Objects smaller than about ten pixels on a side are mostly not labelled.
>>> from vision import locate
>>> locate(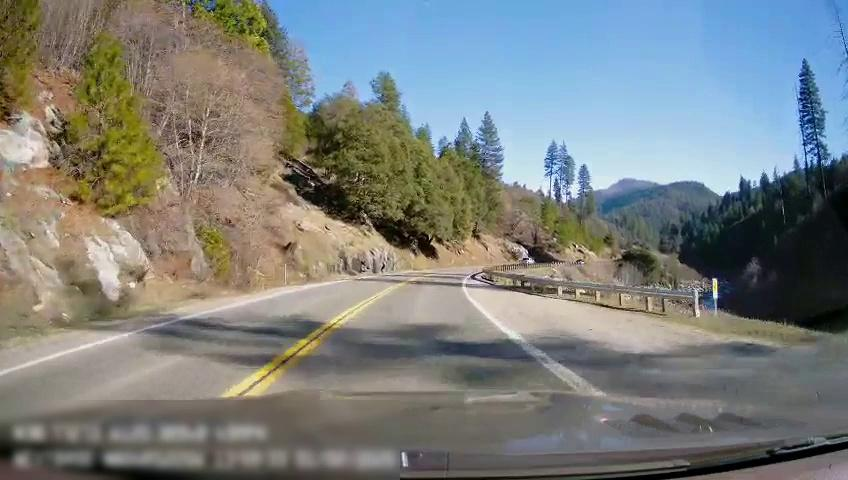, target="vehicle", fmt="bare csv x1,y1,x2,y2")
521,257,535,267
